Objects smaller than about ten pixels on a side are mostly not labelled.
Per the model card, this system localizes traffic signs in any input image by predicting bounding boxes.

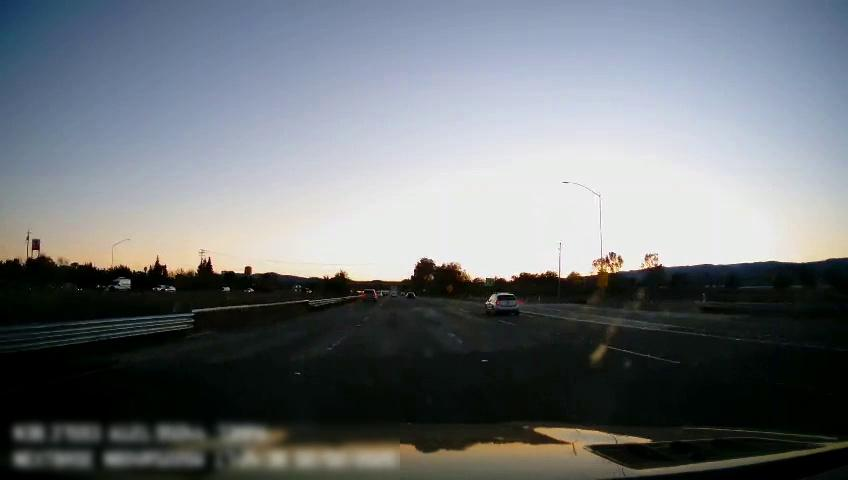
[596,271,609,287]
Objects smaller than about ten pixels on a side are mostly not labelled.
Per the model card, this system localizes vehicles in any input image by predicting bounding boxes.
[151,285,170,293]
[244,288,255,294]
[485,294,520,317]
[362,288,378,302]
[405,292,416,301]
[108,278,131,292]
[217,286,230,293]
[159,286,176,293]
